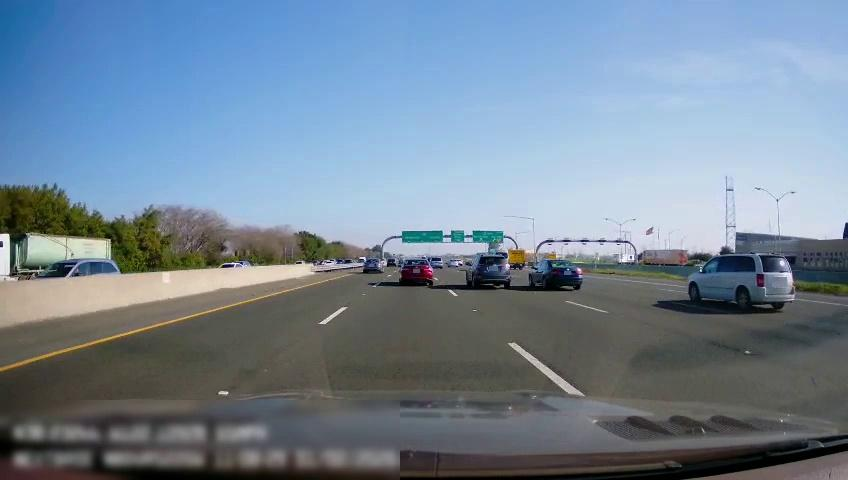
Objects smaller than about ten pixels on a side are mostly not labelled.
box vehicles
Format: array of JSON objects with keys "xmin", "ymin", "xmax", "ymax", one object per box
[
  {"xmin": 398, "ymin": 259, "xmax": 435, "ymax": 287},
  {"xmin": 429, "ymin": 258, "xmax": 443, "ymax": 270},
  {"xmin": 487, "ymin": 247, "xmax": 507, "ymax": 260},
  {"xmin": 543, "ymin": 252, "xmax": 558, "ymax": 261},
  {"xmin": 507, "ymin": 248, "xmax": 526, "ymax": 271},
  {"xmin": 447, "ymin": 259, "xmax": 459, "ymax": 268},
  {"xmin": 0, "ymin": 232, "xmax": 112, "ymax": 281},
  {"xmin": 234, "ymin": 260, "xmax": 254, "ymax": 269},
  {"xmin": 464, "ymin": 254, "xmax": 512, "ymax": 291},
  {"xmin": 217, "ymin": 262, "xmax": 245, "ymax": 269},
  {"xmin": 527, "ymin": 259, "xmax": 584, "ymax": 292},
  {"xmin": 685, "ymin": 253, "xmax": 796, "ymax": 313},
  {"xmin": 614, "ymin": 254, "xmax": 636, "ymax": 264},
  {"xmin": 32, "ymin": 256, "xmax": 122, "ymax": 280},
  {"xmin": 363, "ymin": 258, "xmax": 382, "ymax": 274},
  {"xmin": 637, "ymin": 249, "xmax": 688, "ymax": 267}
]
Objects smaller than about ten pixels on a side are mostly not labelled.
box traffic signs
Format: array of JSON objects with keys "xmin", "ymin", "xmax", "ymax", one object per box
[
  {"xmin": 471, "ymin": 229, "xmax": 504, "ymax": 243},
  {"xmin": 401, "ymin": 229, "xmax": 443, "ymax": 245},
  {"xmin": 450, "ymin": 229, "xmax": 466, "ymax": 244},
  {"xmin": 282, "ymin": 247, "xmax": 294, "ymax": 256}
]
